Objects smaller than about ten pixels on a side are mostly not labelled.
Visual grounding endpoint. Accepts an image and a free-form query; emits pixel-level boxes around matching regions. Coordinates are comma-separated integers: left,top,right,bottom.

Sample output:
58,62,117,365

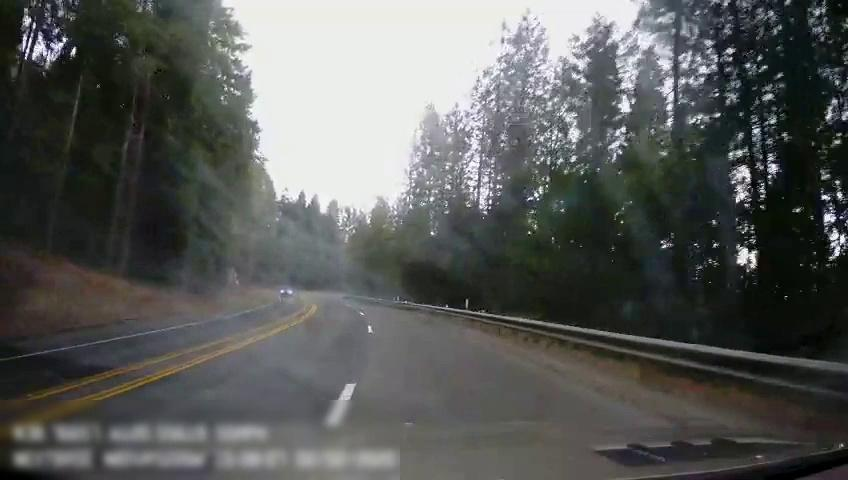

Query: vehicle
279,286,293,296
